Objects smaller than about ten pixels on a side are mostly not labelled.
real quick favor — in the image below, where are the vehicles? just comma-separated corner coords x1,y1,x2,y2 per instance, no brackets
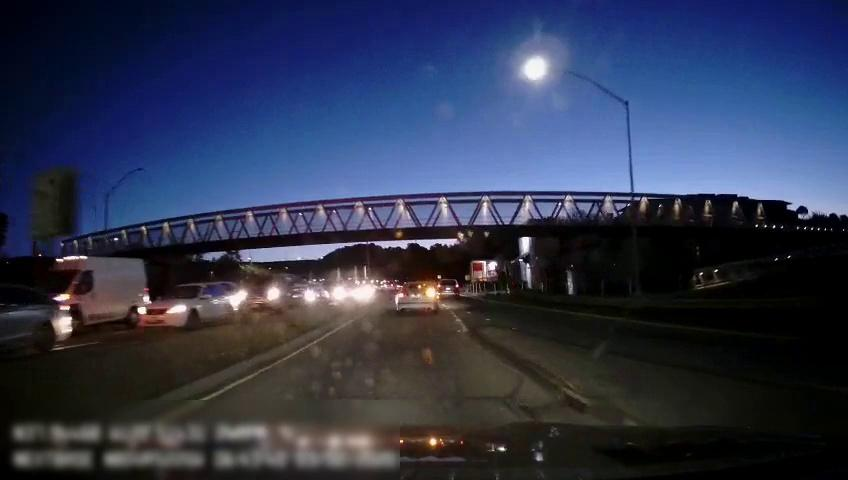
436,278,460,301
138,282,239,335
395,280,439,314
238,273,315,314
26,256,150,338
218,281,241,306
0,284,75,367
